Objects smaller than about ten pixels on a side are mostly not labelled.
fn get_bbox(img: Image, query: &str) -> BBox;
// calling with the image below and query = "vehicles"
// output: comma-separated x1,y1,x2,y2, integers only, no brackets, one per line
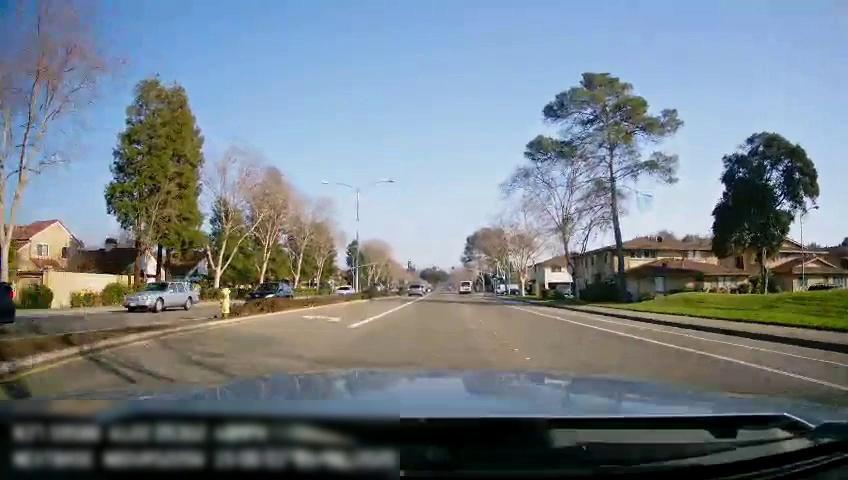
496,284,518,295
334,286,355,297
126,281,193,313
408,284,422,296
503,288,523,295
245,282,294,304
0,281,17,324
459,280,472,295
